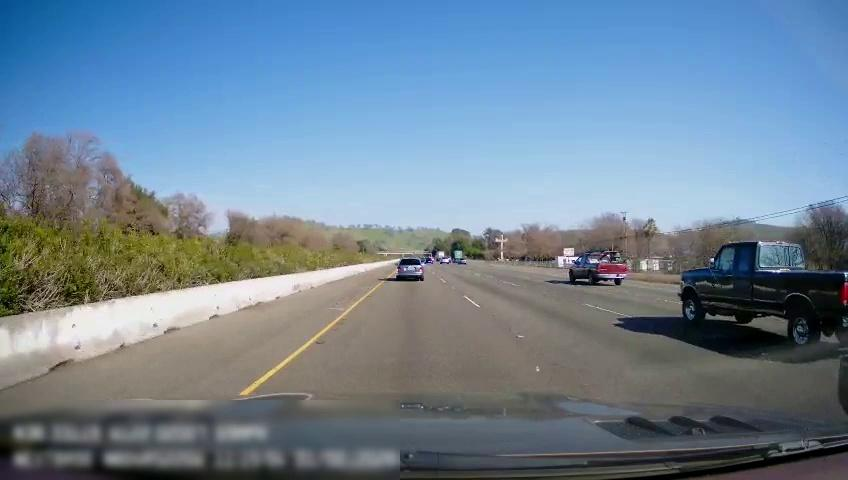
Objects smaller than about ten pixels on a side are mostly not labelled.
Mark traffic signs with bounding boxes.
[454,249,463,259]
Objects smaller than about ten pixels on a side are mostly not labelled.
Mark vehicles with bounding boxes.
[836,353,848,423]
[568,248,627,287]
[677,239,848,351]
[394,256,425,281]
[440,256,450,265]
[458,257,468,265]
[435,251,445,262]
